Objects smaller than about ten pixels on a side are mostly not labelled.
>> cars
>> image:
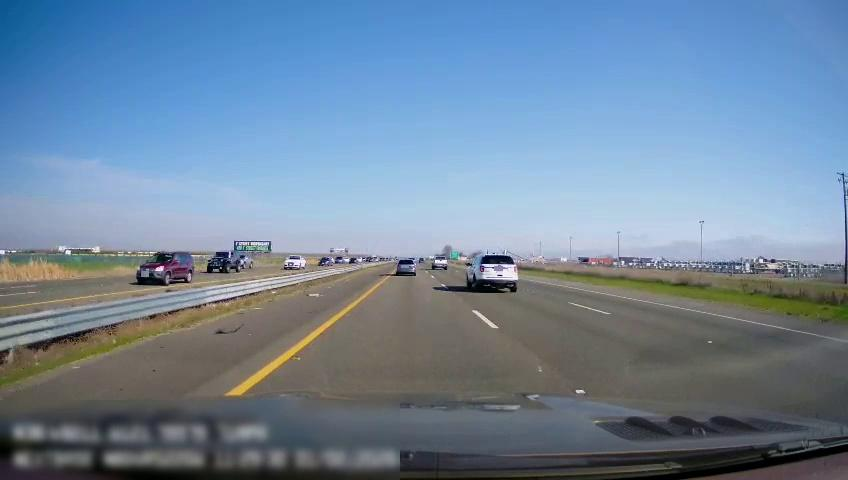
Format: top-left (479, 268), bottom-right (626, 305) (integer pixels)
top-left (318, 257), bottom-right (334, 267)
top-left (334, 257), bottom-right (346, 264)
top-left (283, 255), bottom-right (307, 270)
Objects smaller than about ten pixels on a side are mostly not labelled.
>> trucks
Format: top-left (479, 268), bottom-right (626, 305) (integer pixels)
top-left (431, 256), bottom-right (448, 271)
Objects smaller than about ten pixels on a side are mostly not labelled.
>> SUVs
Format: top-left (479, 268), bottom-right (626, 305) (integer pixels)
top-left (395, 258), bottom-right (417, 277)
top-left (464, 254), bottom-right (518, 293)
top-left (206, 251), bottom-right (242, 274)
top-left (135, 251), bottom-right (195, 286)
top-left (240, 254), bottom-right (254, 270)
